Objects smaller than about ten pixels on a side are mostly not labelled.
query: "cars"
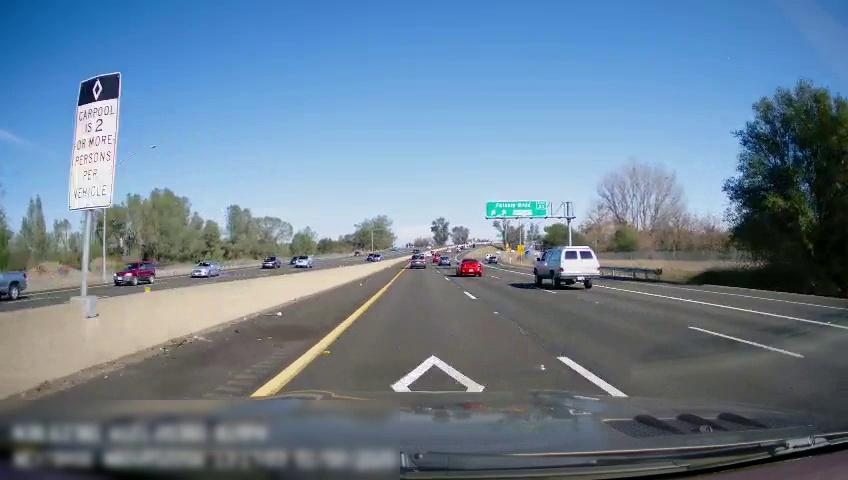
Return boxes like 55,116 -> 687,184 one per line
437,256 -> 451,267
190,261 -> 219,279
454,259 -> 483,277
295,255 -> 313,269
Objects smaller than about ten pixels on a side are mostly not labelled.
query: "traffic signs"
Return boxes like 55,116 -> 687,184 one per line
67,71 -> 122,211
485,200 -> 548,219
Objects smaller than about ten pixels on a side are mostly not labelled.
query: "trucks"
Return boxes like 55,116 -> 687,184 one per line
0,270 -> 28,301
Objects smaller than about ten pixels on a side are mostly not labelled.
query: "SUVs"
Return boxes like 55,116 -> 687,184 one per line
113,260 -> 157,287
533,245 -> 601,289
261,256 -> 281,270
410,254 -> 428,269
